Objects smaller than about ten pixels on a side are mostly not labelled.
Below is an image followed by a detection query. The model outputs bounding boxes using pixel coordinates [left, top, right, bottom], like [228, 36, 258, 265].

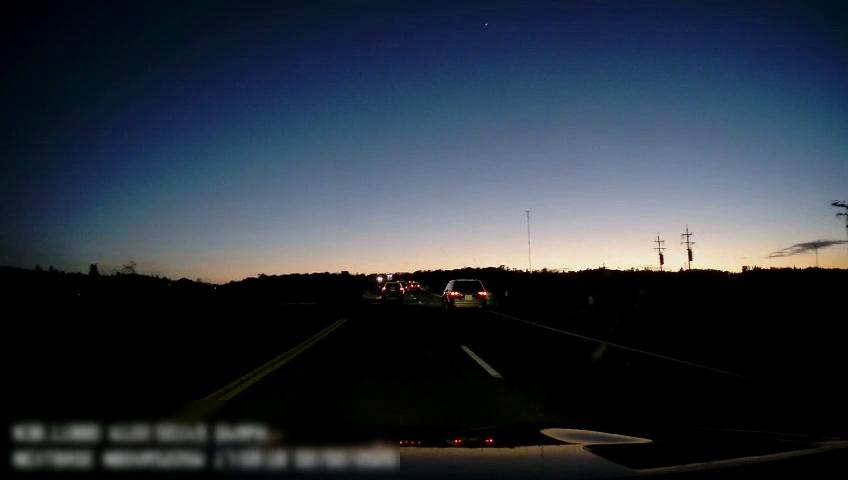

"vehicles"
[407, 280, 418, 290]
[382, 281, 404, 299]
[441, 279, 492, 317]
